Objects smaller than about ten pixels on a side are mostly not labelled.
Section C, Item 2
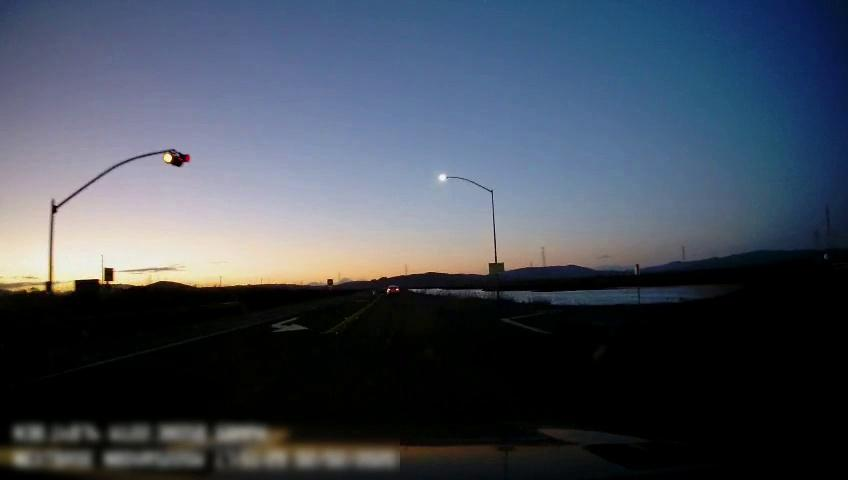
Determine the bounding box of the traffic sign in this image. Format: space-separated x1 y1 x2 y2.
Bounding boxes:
488 263 505 273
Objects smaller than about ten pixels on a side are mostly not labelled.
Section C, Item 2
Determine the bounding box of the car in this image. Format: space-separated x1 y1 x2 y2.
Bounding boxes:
386 285 401 296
